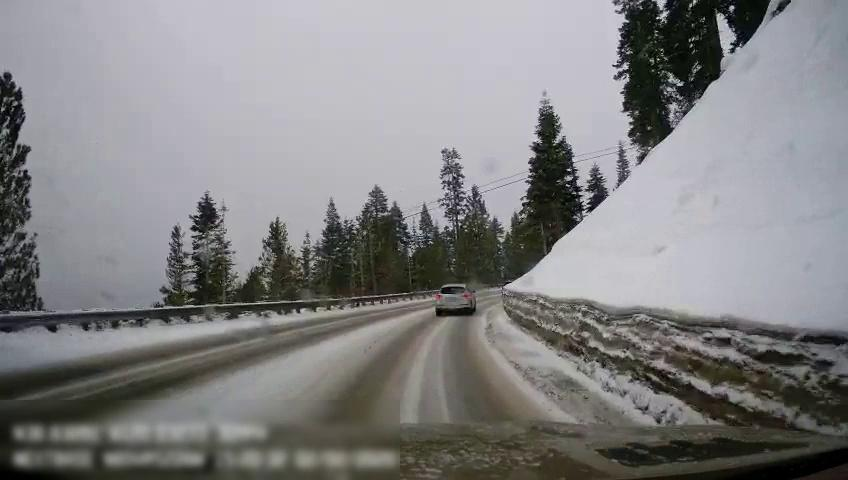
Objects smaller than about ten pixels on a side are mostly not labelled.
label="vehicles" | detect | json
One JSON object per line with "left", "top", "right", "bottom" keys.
{"left": 435, "top": 283, "right": 478, "bottom": 317}
{"left": 502, "top": 280, "right": 512, "bottom": 288}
